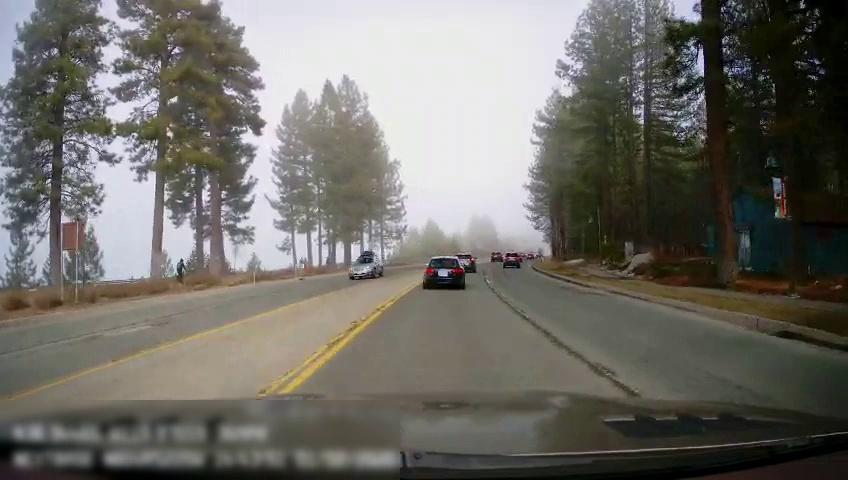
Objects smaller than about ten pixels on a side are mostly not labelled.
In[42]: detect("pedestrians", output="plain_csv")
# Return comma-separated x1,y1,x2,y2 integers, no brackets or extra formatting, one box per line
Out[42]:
176,257,187,282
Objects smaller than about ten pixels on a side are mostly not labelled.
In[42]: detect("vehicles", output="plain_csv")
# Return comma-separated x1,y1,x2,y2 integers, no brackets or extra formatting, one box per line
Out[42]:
491,252,502,262
504,253,521,268
423,256,465,290
456,254,476,272
350,256,384,280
